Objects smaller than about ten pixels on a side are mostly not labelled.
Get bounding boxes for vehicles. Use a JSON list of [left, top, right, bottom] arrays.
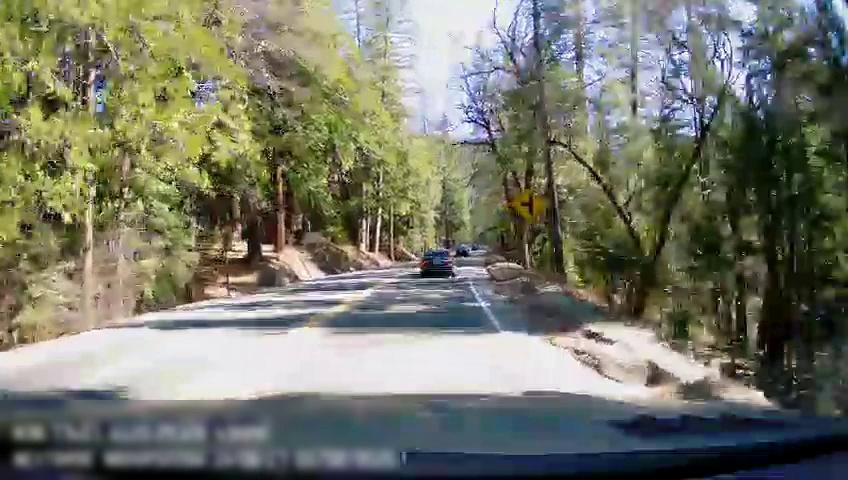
[[455, 243, 472, 258], [419, 248, 456, 278]]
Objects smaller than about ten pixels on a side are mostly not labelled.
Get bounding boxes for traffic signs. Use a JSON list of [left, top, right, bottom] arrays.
[[511, 191, 547, 225]]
